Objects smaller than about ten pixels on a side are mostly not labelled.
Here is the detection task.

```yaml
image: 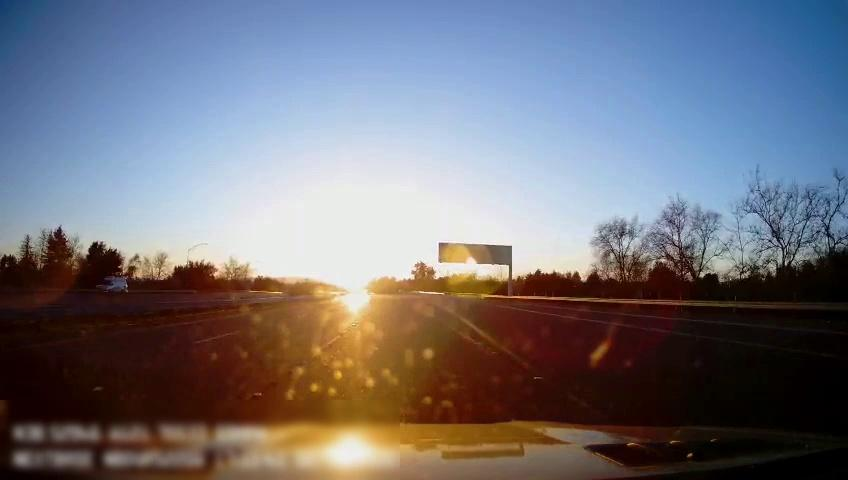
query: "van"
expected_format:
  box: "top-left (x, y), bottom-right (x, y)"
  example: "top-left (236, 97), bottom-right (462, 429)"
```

top-left (96, 277), bottom-right (128, 297)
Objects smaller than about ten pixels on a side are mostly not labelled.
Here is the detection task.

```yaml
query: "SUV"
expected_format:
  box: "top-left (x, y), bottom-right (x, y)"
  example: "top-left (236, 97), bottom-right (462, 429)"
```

top-left (0, 402), bottom-right (7, 444)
